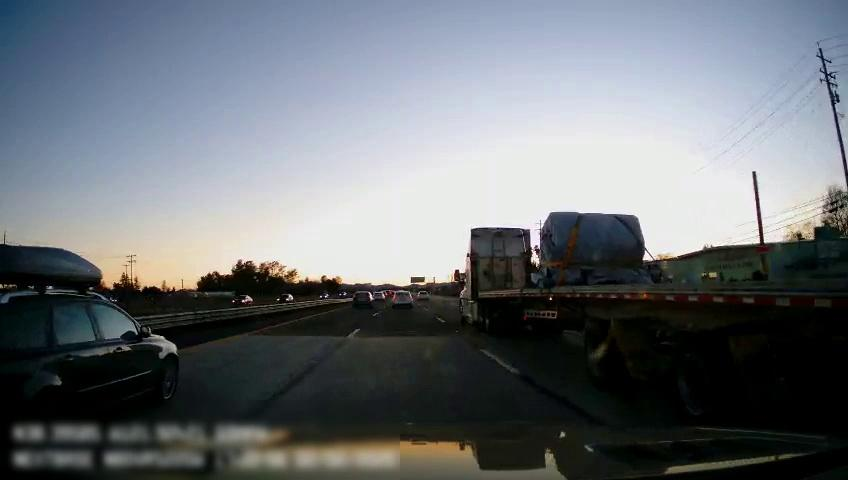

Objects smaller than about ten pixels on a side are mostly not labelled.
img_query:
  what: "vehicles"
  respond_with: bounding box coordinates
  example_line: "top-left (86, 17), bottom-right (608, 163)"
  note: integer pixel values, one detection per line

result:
top-left (390, 290), bottom-right (413, 308)
top-left (230, 294), bottom-right (253, 308)
top-left (276, 293), bottom-right (295, 304)
top-left (372, 291), bottom-right (386, 301)
top-left (416, 291), bottom-right (430, 302)
top-left (350, 291), bottom-right (374, 308)
top-left (452, 212), bottom-right (848, 424)
top-left (319, 293), bottom-right (329, 300)
top-left (0, 243), bottom-right (181, 430)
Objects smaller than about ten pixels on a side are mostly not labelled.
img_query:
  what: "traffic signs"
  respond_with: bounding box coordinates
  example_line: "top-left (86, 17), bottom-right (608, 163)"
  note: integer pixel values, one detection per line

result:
top-left (410, 276), bottom-right (425, 284)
